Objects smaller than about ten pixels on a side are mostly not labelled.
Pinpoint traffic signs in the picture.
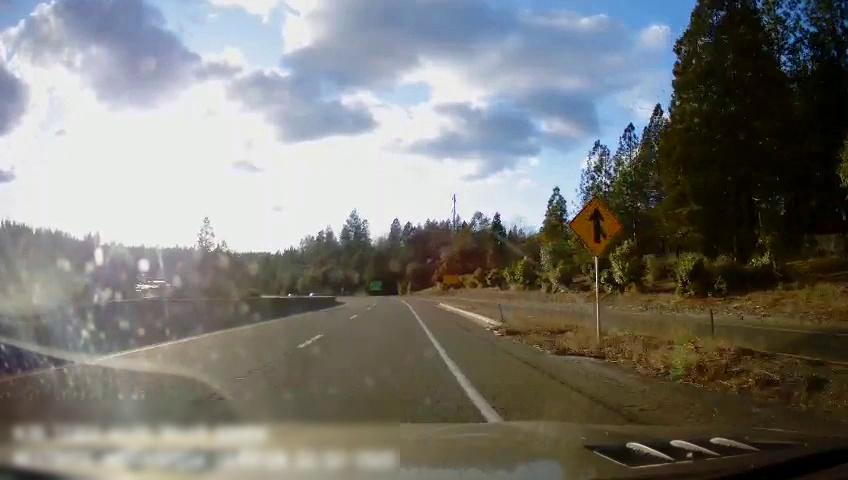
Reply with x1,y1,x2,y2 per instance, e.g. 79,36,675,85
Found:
568,195,623,257
442,274,459,285
369,280,382,291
